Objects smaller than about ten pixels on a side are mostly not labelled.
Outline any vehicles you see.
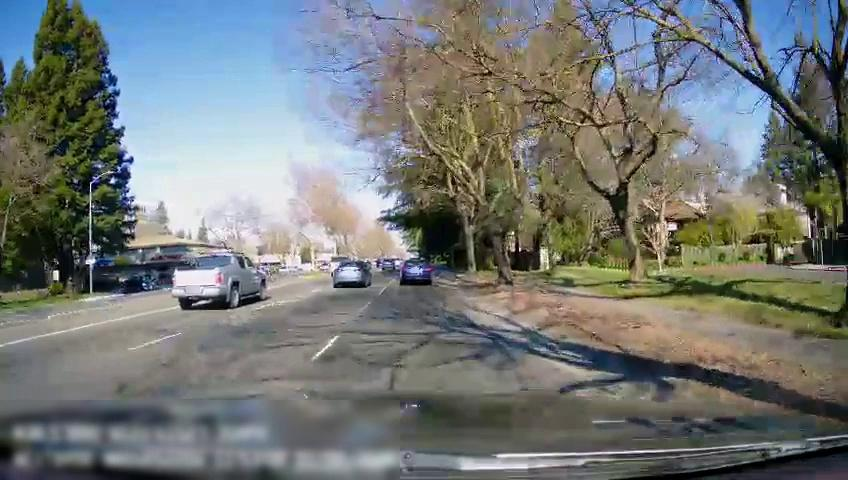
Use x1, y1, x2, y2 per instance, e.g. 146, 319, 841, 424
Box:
171, 249, 270, 310
382, 258, 396, 270
328, 256, 351, 274
398, 258, 432, 284
331, 260, 373, 289
125, 274, 158, 293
